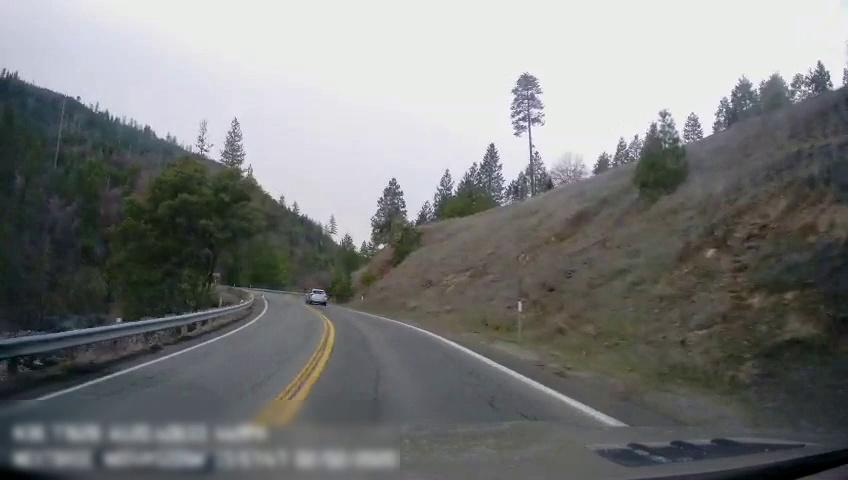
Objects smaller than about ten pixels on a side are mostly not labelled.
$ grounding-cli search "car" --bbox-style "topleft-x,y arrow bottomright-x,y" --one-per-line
305,288 -> 327,306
